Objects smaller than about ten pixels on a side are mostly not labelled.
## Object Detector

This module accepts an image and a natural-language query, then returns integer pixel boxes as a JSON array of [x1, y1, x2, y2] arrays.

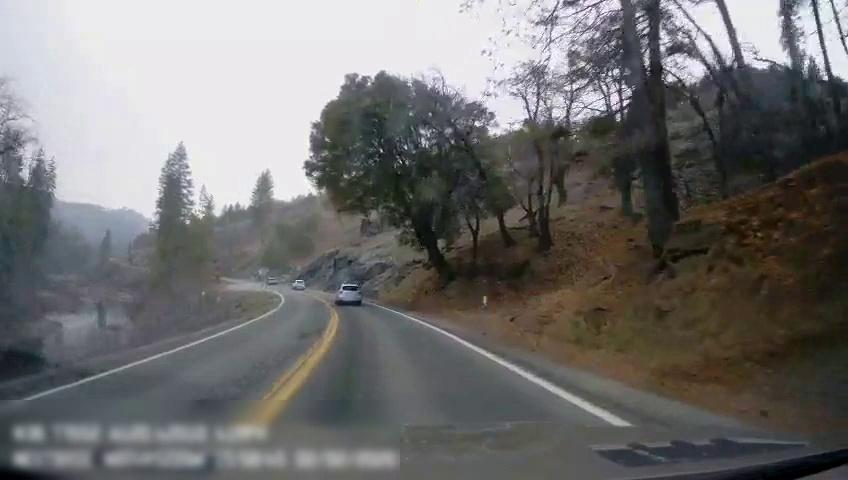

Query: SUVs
[[291, 279, 305, 291], [335, 283, 362, 306]]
